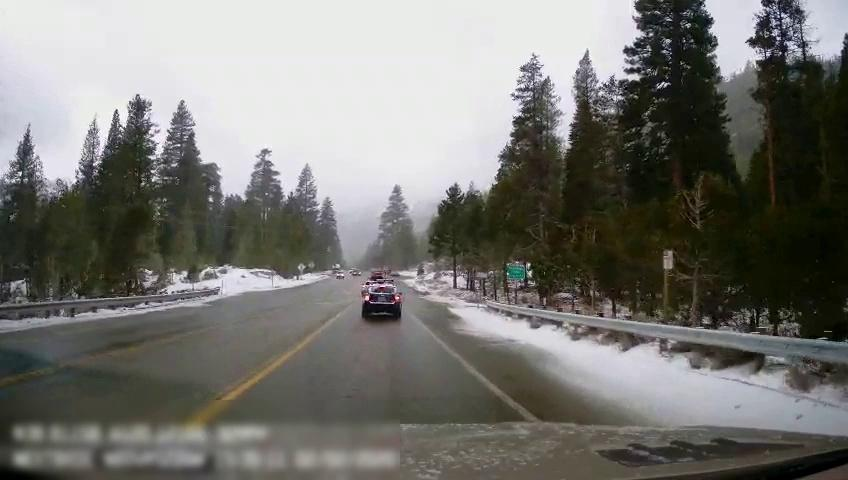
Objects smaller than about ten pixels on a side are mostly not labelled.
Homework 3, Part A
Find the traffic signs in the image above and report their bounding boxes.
[507,264,527,281]
[662,250,675,270]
